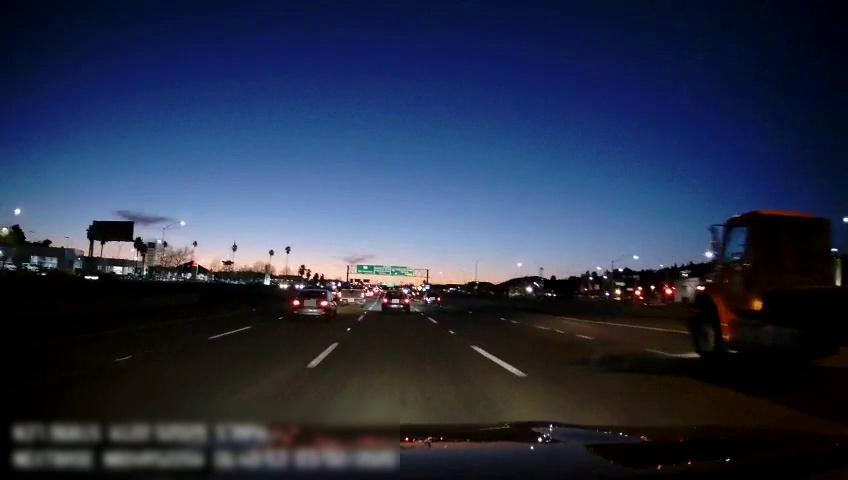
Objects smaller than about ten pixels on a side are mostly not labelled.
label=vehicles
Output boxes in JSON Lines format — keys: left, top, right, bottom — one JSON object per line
{"left": 291, "top": 289, "right": 339, "bottom": 322}
{"left": 688, "top": 209, "right": 848, "bottom": 371}
{"left": 83, "top": 272, "right": 115, "bottom": 282}
{"left": 338, "top": 282, "right": 367, "bottom": 307}
{"left": 380, "top": 290, "right": 410, "bottom": 312}
{"left": 422, "top": 292, "right": 441, "bottom": 306}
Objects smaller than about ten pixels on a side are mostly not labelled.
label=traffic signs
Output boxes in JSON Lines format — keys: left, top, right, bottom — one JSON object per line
{"left": 390, "top": 265, "right": 413, "bottom": 276}
{"left": 357, "top": 264, "right": 375, "bottom": 274}
{"left": 147, "top": 242, "right": 156, "bottom": 266}
{"left": 374, "top": 264, "right": 391, "bottom": 275}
